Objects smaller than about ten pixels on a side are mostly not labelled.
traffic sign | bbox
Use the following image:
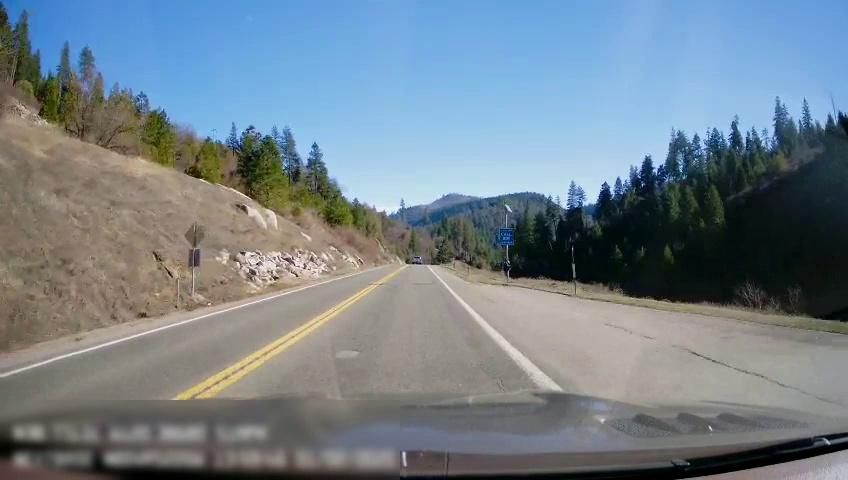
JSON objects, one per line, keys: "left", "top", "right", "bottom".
{"left": 495, "top": 227, "right": 515, "bottom": 246}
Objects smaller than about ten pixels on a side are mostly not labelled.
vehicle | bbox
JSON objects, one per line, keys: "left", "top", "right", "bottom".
{"left": 412, "top": 256, "right": 422, "bottom": 264}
